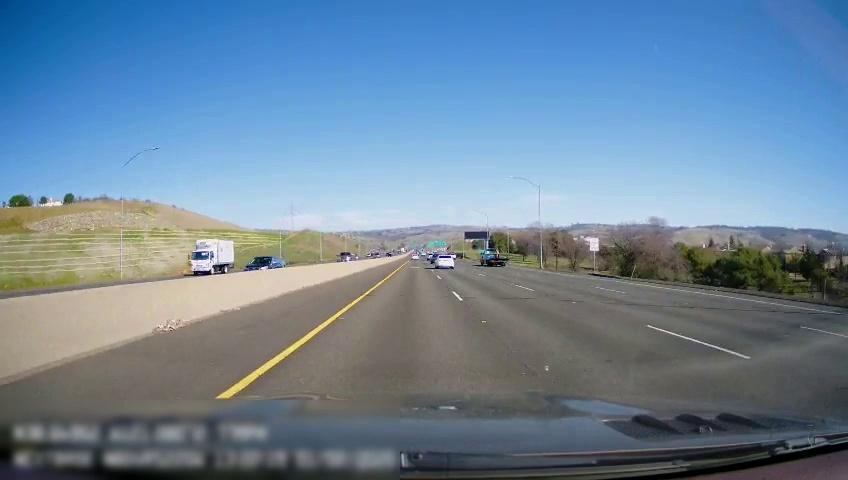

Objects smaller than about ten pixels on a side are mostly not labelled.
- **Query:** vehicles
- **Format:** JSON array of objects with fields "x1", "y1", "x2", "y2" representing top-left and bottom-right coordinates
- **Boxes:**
[
  {"x1": 243, "y1": 256, "x2": 287, "y2": 271},
  {"x1": 336, "y1": 252, "x2": 356, "y2": 262},
  {"x1": 191, "y1": 239, "x2": 234, "y2": 276},
  {"x1": 479, "y1": 253, "x2": 506, "y2": 267},
  {"x1": 434, "y1": 253, "x2": 454, "y2": 269}
]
